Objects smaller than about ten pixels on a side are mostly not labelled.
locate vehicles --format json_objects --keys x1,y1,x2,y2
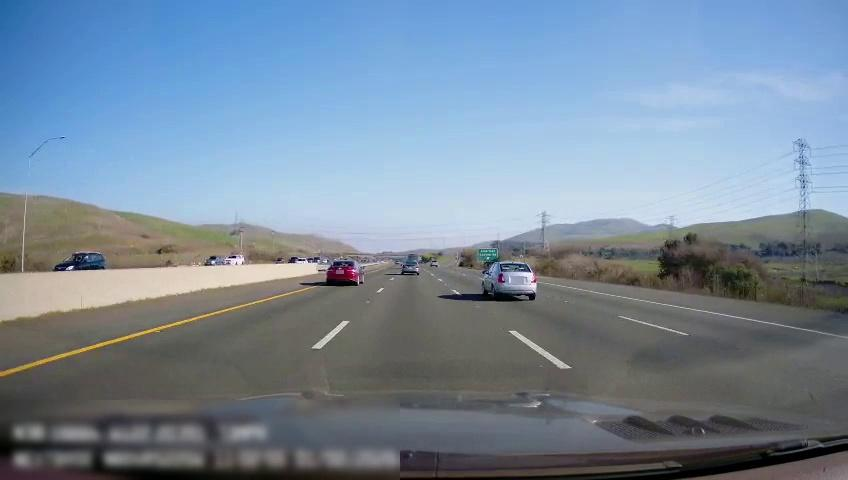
[
  {"x1": 54, "y1": 251, "x2": 106, "y2": 272},
  {"x1": 287, "y1": 256, "x2": 299, "y2": 263},
  {"x1": 401, "y1": 260, "x2": 420, "y2": 276},
  {"x1": 407, "y1": 253, "x2": 417, "y2": 260},
  {"x1": 223, "y1": 254, "x2": 245, "y2": 266},
  {"x1": 326, "y1": 259, "x2": 365, "y2": 287},
  {"x1": 204, "y1": 255, "x2": 225, "y2": 266},
  {"x1": 273, "y1": 257, "x2": 286, "y2": 265},
  {"x1": 479, "y1": 260, "x2": 537, "y2": 301},
  {"x1": 295, "y1": 258, "x2": 309, "y2": 264}
]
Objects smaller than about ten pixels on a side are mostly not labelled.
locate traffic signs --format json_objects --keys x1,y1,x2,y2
[{"x1": 479, "y1": 248, "x2": 499, "y2": 263}]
